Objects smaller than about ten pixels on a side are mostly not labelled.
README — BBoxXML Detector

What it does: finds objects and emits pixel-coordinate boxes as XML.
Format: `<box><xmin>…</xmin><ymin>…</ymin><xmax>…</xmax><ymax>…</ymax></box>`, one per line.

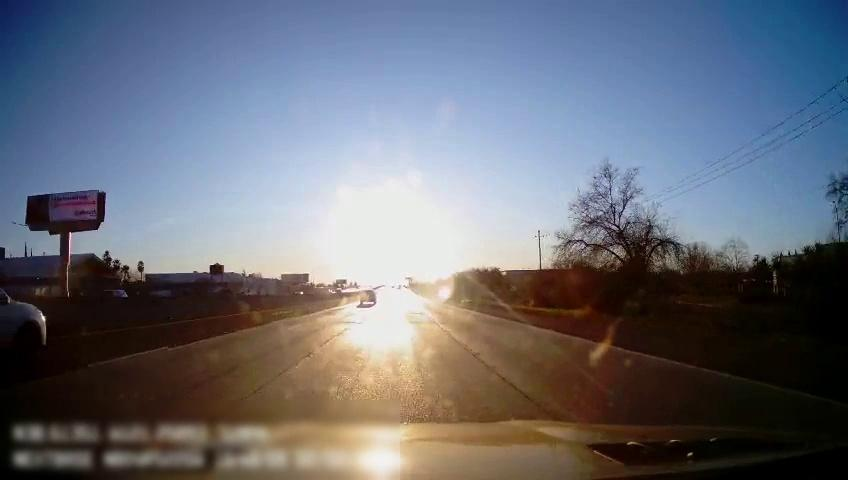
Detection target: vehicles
<box><xmin>360</xmin><ymin>289</ymin><xmax>377</xmax><ymax>304</ymax></box>
<box><xmin>97</xmin><ymin>290</ymin><xmax>128</xmax><ymax>301</ymax></box>
<box><xmin>0</xmin><ymin>287</ymin><xmax>47</xmax><ymax>363</ymax></box>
